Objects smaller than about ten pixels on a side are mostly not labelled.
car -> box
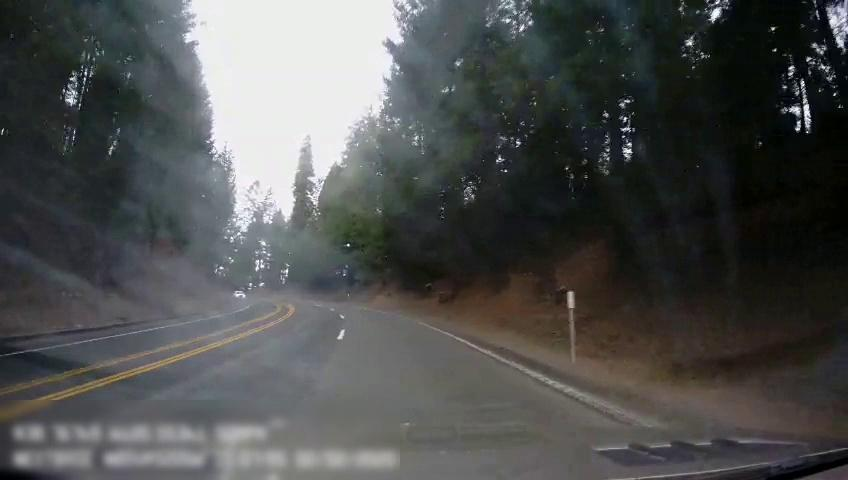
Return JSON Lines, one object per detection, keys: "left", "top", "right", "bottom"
{"left": 233, "top": 290, "right": 247, "bottom": 300}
